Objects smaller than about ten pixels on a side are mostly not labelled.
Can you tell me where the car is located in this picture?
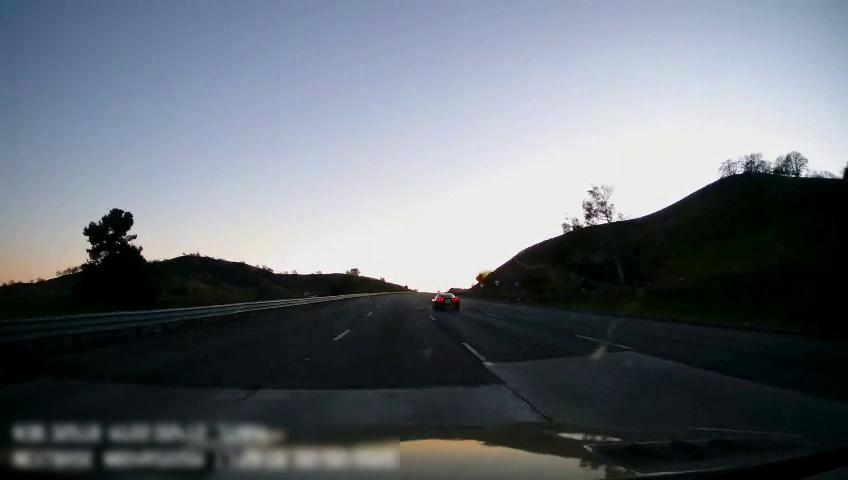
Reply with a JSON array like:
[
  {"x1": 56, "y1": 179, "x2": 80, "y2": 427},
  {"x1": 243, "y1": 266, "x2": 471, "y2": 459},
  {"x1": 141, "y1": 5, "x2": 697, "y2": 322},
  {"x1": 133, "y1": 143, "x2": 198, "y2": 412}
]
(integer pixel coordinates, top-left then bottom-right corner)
[{"x1": 432, "y1": 293, "x2": 460, "y2": 312}]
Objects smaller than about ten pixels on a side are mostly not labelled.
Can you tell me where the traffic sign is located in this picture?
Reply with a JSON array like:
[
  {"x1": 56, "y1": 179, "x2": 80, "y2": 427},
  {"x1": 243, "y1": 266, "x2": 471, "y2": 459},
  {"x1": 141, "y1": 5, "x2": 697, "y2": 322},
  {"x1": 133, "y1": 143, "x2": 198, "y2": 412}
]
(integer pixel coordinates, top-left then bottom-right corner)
[{"x1": 476, "y1": 273, "x2": 487, "y2": 283}]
